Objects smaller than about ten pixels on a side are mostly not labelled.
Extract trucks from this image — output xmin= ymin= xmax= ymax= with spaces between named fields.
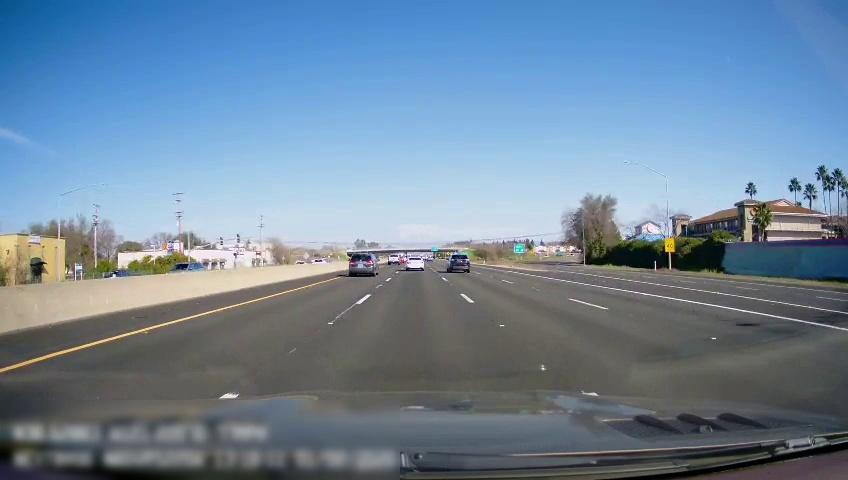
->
xmin=387 ymin=253 xmax=400 ymax=266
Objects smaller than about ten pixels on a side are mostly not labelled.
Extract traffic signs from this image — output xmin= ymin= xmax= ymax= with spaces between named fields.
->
xmin=513 ymin=243 xmax=526 ymax=254
xmin=664 ymin=238 xmax=675 ymax=252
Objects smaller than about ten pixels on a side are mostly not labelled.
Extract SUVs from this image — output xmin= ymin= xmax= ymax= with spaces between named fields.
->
xmin=447 ymin=255 xmax=470 ymax=273
xmin=166 ymin=261 xmax=204 ymax=274
xmin=348 ymin=253 xmax=379 ymax=278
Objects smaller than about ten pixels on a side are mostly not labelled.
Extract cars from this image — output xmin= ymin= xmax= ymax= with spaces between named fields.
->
xmin=406 ymin=256 xmax=425 ymax=271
